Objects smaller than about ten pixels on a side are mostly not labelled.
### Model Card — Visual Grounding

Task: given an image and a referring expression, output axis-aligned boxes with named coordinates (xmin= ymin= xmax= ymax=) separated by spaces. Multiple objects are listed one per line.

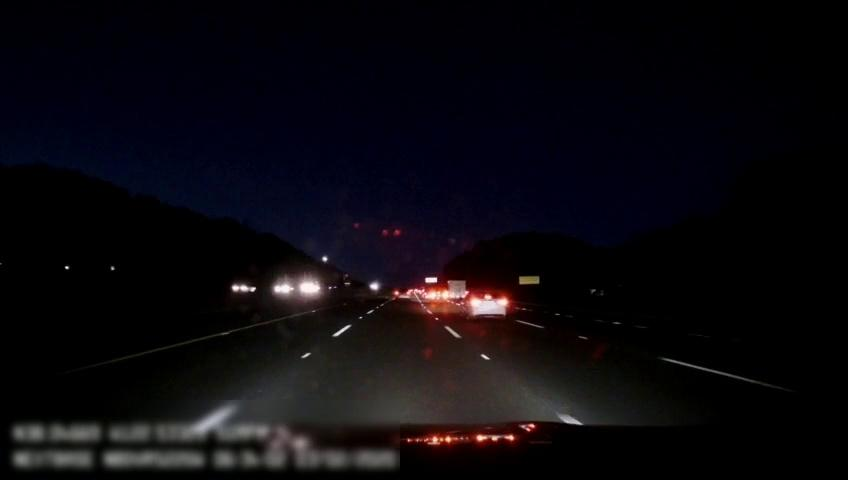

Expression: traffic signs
xmin=519 ymin=276 xmax=540 ymax=284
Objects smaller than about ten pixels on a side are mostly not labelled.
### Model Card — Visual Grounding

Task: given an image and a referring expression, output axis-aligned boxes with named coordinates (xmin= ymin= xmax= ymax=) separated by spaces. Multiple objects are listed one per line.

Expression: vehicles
xmin=394 ymin=288 xmax=411 ymax=302
xmin=448 ymin=280 xmax=467 ymax=302
xmin=230 ymin=279 xmax=257 ymax=296
xmin=462 ymin=290 xmax=506 ymax=323
xmin=431 ymin=289 xmax=448 ymax=303
xmin=277 ymin=275 xmax=331 ymax=297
